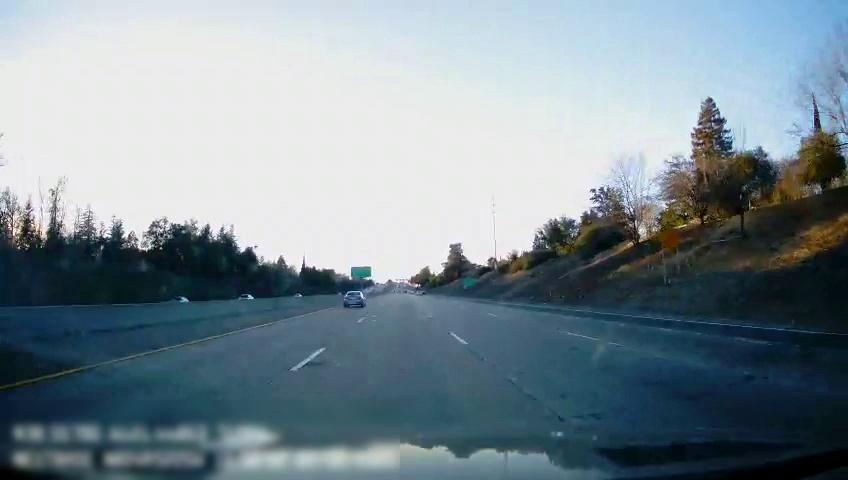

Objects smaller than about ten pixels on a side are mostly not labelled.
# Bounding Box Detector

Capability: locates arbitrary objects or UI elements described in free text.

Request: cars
[342,290,367,309]
[238,294,254,300]
[169,296,189,303]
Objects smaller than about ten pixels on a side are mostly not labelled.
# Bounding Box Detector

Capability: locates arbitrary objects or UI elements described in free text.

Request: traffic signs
[462,277,476,289]
[351,265,373,279]
[663,229,682,250]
